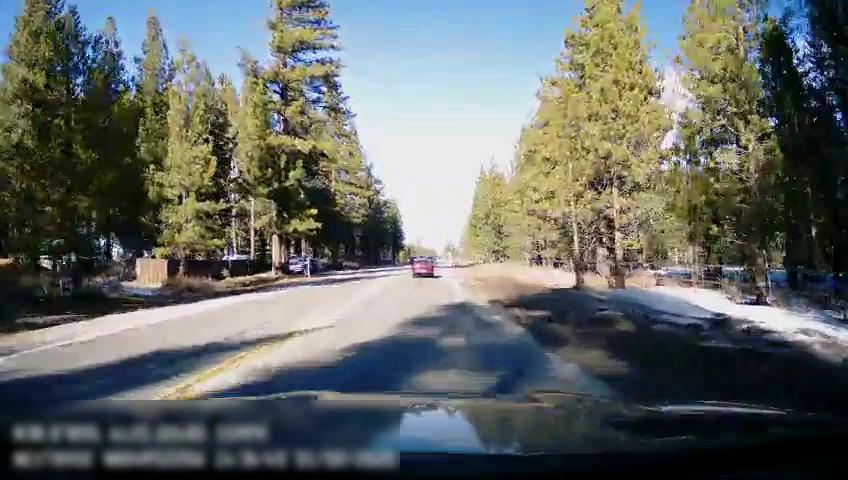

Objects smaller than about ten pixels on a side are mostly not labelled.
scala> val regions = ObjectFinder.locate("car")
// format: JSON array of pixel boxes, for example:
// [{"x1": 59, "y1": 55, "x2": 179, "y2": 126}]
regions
[{"x1": 413, "y1": 259, "x2": 434, "y2": 277}]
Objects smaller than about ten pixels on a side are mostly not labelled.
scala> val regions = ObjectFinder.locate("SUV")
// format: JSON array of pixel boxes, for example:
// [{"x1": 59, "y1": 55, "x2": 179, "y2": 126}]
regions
[{"x1": 281, "y1": 256, "x2": 319, "y2": 275}]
